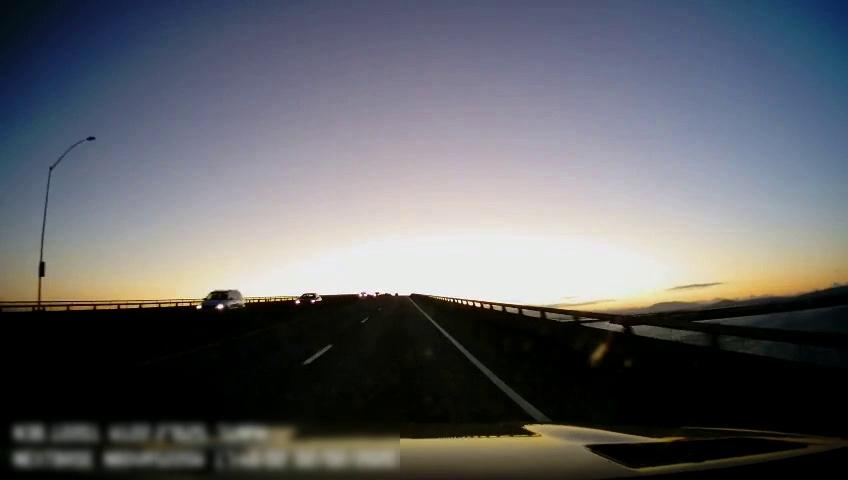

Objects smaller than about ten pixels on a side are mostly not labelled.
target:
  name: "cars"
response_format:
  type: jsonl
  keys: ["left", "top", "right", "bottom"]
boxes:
{"left": 196, "top": 290, "right": 244, "bottom": 311}
{"left": 295, "top": 293, "right": 323, "bottom": 305}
